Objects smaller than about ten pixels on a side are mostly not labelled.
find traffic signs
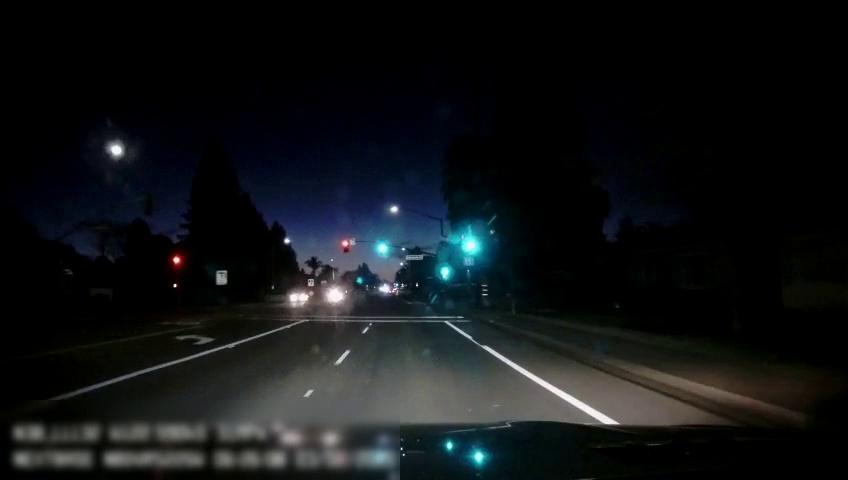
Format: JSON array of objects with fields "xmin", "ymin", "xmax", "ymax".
[
  {"xmin": 307, "ymin": 277, "xmax": 315, "ymax": 288},
  {"xmin": 215, "ymin": 269, "xmax": 229, "ymax": 286},
  {"xmin": 405, "ymin": 254, "xmax": 423, "ymax": 261}
]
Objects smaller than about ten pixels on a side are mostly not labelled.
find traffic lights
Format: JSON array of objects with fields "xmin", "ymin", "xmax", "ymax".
[{"xmin": 342, "ymin": 239, "xmax": 350, "ymax": 254}]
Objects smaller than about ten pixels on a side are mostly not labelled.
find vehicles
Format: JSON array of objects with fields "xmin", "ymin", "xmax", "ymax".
[
  {"xmin": 288, "ymin": 290, "xmax": 309, "ymax": 304},
  {"xmin": 327, "ymin": 287, "xmax": 345, "ymax": 302}
]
